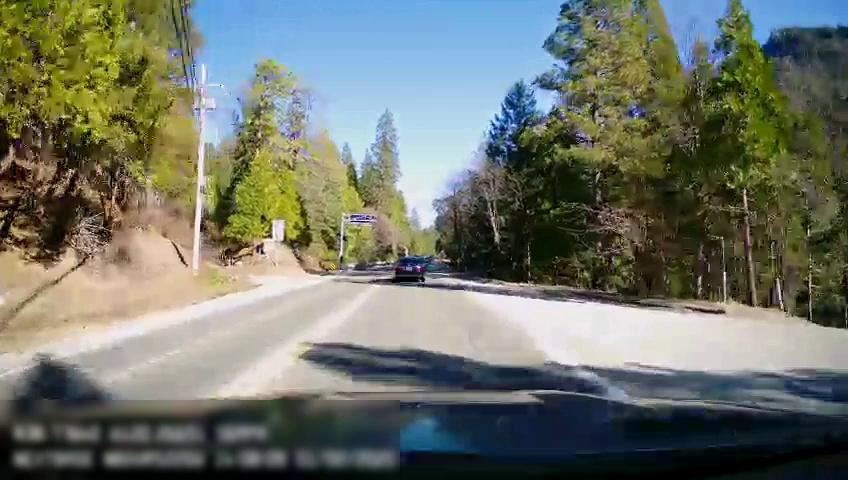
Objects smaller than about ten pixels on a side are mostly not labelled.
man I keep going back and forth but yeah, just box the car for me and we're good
[394,260,426,283]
